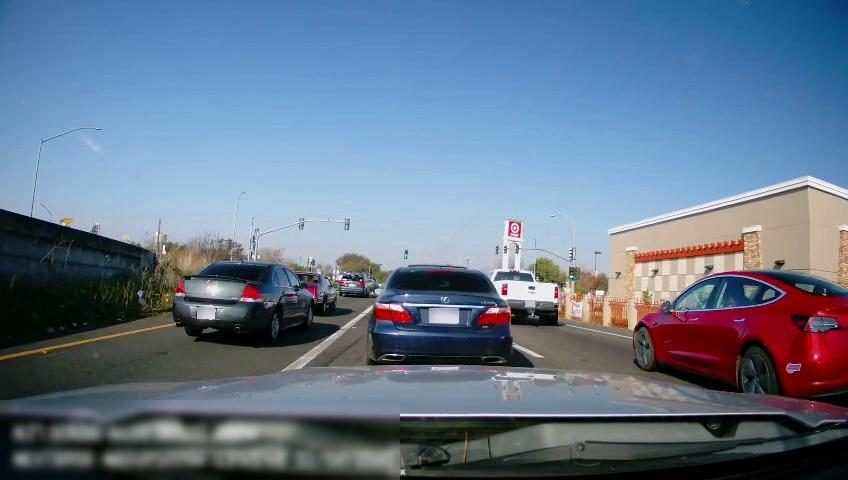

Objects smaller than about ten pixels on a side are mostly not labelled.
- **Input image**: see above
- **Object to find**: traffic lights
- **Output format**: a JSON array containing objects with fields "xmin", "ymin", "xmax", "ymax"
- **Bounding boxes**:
[
  {"xmin": 573, "ymin": 265, "xmax": 581, "ymax": 281},
  {"xmin": 568, "ymin": 265, "xmax": 578, "ymax": 281},
  {"xmin": 403, "ymin": 249, "xmax": 409, "ymax": 260},
  {"xmin": 514, "ymin": 243, "xmax": 520, "ymax": 255},
  {"xmin": 343, "ymin": 217, "xmax": 351, "ymax": 231},
  {"xmin": 494, "ymin": 244, "xmax": 500, "ymax": 255},
  {"xmin": 297, "ymin": 217, "xmax": 305, "ymax": 231},
  {"xmin": 502, "ymin": 244, "xmax": 509, "ymax": 255},
  {"xmin": 567, "ymin": 247, "xmax": 575, "ymax": 262}
]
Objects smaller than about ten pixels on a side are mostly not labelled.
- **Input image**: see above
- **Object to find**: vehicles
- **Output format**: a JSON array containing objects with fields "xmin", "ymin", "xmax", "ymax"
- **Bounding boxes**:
[
  {"xmin": 338, "ymin": 272, "xmax": 370, "ymax": 298},
  {"xmin": 488, "ymin": 268, "xmax": 561, "ymax": 327},
  {"xmin": 291, "ymin": 270, "xmax": 339, "ymax": 315},
  {"xmin": 170, "ymin": 259, "xmax": 315, "ymax": 344},
  {"xmin": 365, "ymin": 263, "xmax": 514, "ymax": 368},
  {"xmin": 630, "ymin": 267, "xmax": 848, "ymax": 399},
  {"xmin": 361, "ymin": 273, "xmax": 377, "ymax": 293}
]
